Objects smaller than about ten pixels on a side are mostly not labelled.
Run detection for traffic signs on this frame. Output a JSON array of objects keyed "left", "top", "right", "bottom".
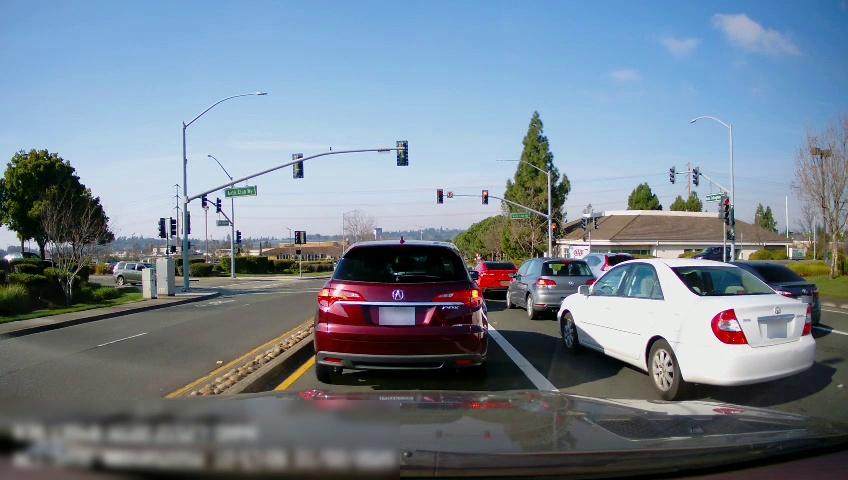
[
  {"left": 224, "top": 184, "right": 258, "bottom": 198},
  {"left": 706, "top": 193, "right": 723, "bottom": 202},
  {"left": 511, "top": 212, "right": 530, "bottom": 220},
  {"left": 215, "top": 219, "right": 230, "bottom": 227}
]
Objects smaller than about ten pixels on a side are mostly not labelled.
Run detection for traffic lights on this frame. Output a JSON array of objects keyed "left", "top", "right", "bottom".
[
  {"left": 395, "top": 137, "right": 410, "bottom": 168},
  {"left": 216, "top": 197, "right": 223, "bottom": 214},
  {"left": 235, "top": 230, "right": 242, "bottom": 243},
  {"left": 301, "top": 231, "right": 306, "bottom": 244},
  {"left": 693, "top": 168, "right": 700, "bottom": 186},
  {"left": 593, "top": 216, "right": 601, "bottom": 230},
  {"left": 159, "top": 218, "right": 167, "bottom": 237},
  {"left": 293, "top": 231, "right": 300, "bottom": 244},
  {"left": 291, "top": 153, "right": 304, "bottom": 180},
  {"left": 668, "top": 168, "right": 676, "bottom": 183},
  {"left": 200, "top": 194, "right": 208, "bottom": 208},
  {"left": 434, "top": 188, "right": 444, "bottom": 205},
  {"left": 584, "top": 216, "right": 591, "bottom": 230},
  {"left": 168, "top": 217, "right": 179, "bottom": 238},
  {"left": 482, "top": 187, "right": 491, "bottom": 206}
]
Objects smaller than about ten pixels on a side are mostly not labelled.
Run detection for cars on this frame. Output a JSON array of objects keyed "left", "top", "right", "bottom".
[
  {"left": 730, "top": 259, "right": 822, "bottom": 325},
  {"left": 695, "top": 243, "right": 734, "bottom": 263},
  {"left": 475, "top": 260, "right": 518, "bottom": 295},
  {"left": 508, "top": 256, "right": 598, "bottom": 322},
  {"left": 555, "top": 257, "right": 819, "bottom": 401}
]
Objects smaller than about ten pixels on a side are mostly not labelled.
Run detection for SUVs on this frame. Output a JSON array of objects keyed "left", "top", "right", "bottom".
[
  {"left": 583, "top": 251, "right": 633, "bottom": 279},
  {"left": 112, "top": 259, "right": 152, "bottom": 286},
  {"left": 311, "top": 241, "right": 489, "bottom": 383}
]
